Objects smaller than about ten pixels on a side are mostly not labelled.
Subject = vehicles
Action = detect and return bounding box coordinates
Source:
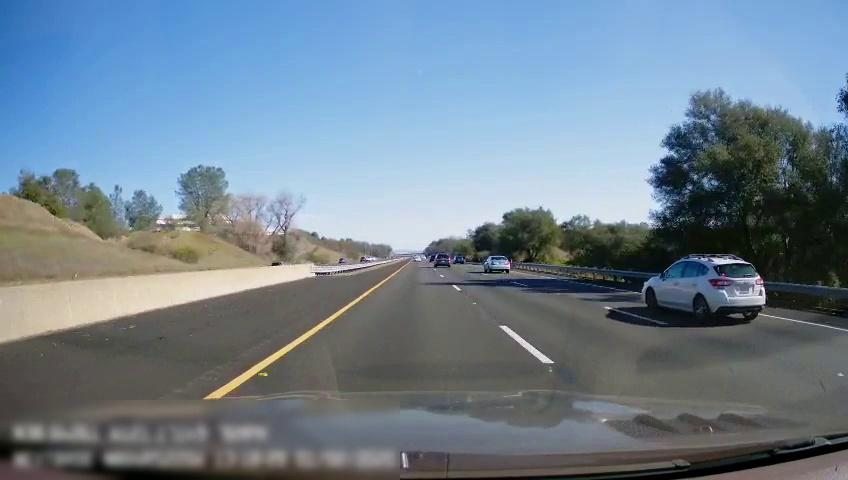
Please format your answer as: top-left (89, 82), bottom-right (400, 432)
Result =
top-left (433, 253), bottom-right (451, 268)
top-left (483, 255), bottom-right (510, 273)
top-left (453, 256), bottom-right (464, 264)
top-left (641, 257), bottom-right (766, 325)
